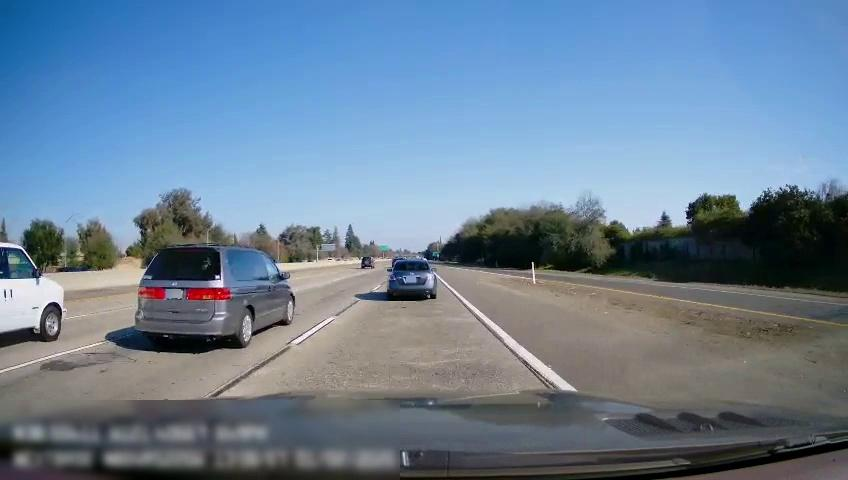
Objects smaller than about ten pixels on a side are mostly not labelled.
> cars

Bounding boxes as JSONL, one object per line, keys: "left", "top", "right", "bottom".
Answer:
{"left": 386, "top": 259, "right": 438, "bottom": 300}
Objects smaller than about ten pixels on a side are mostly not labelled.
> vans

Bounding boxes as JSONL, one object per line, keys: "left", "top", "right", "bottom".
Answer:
{"left": 133, "top": 244, "right": 295, "bottom": 350}
{"left": 0, "top": 242, "right": 64, "bottom": 344}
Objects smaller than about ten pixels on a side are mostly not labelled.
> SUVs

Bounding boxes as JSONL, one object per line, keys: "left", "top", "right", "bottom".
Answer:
{"left": 360, "top": 256, "right": 377, "bottom": 270}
